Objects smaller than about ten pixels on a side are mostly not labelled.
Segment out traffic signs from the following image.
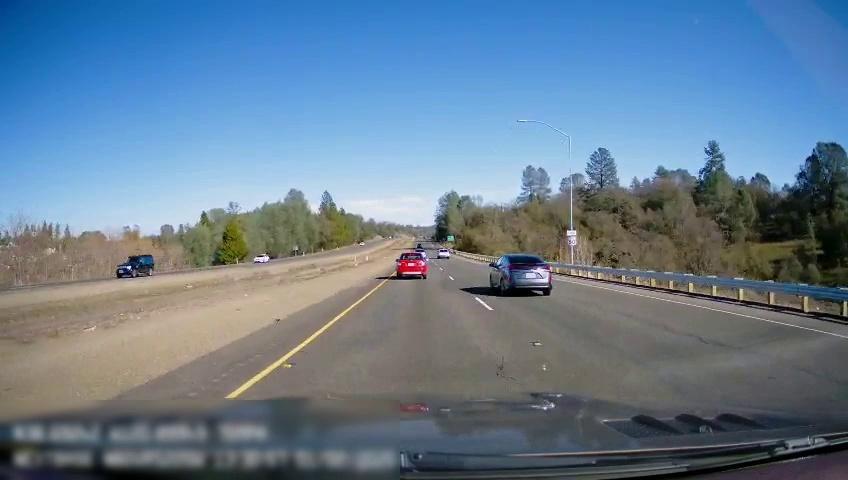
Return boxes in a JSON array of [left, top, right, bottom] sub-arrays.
[[566, 230, 577, 246]]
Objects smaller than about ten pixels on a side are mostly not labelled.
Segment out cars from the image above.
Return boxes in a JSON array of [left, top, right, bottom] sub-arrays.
[[252, 254, 271, 264], [395, 252, 427, 278], [488, 254, 554, 297]]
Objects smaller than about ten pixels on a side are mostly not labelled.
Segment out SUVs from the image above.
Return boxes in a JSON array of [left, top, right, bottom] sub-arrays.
[[437, 249, 450, 259], [115, 255, 157, 278]]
